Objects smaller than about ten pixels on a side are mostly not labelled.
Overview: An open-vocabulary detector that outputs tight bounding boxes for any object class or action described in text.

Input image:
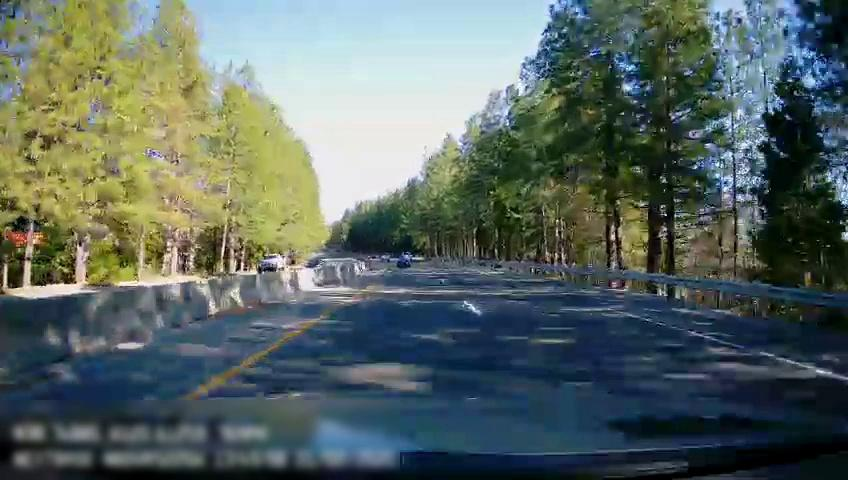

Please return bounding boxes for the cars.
[395,255,410,267]
[403,252,415,262]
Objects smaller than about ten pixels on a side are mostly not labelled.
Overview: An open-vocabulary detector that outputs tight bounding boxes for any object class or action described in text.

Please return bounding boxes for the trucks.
[256,254,287,273]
